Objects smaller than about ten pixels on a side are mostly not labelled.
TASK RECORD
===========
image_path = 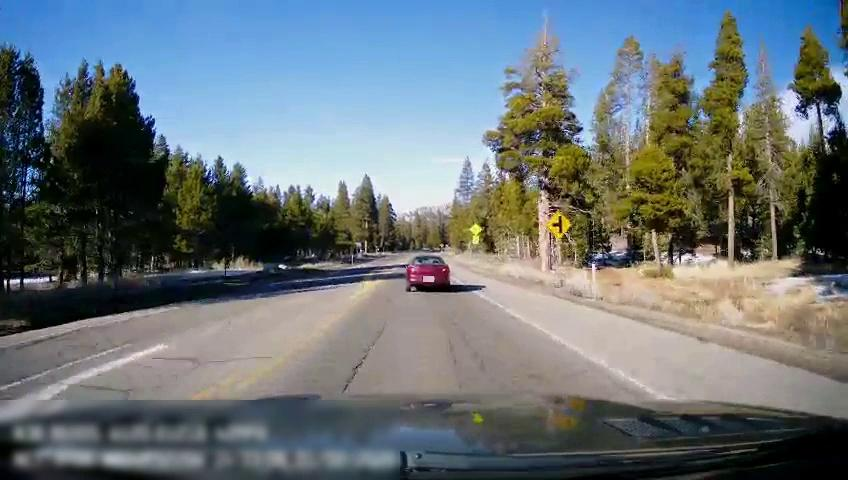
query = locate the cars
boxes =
[406,255,450,291]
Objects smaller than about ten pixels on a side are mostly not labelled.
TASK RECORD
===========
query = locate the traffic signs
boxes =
[543,209,572,240]
[467,223,484,238]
